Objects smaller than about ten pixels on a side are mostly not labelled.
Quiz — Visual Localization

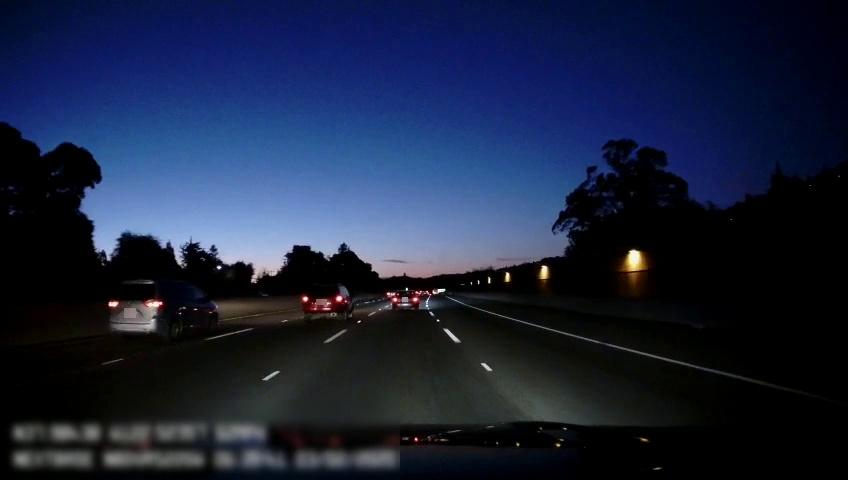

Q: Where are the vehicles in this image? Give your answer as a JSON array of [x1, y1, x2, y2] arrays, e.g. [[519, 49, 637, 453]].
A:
[[246, 291, 269, 298], [392, 290, 419, 311], [387, 290, 398, 300], [303, 283, 356, 324], [108, 280, 219, 342]]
